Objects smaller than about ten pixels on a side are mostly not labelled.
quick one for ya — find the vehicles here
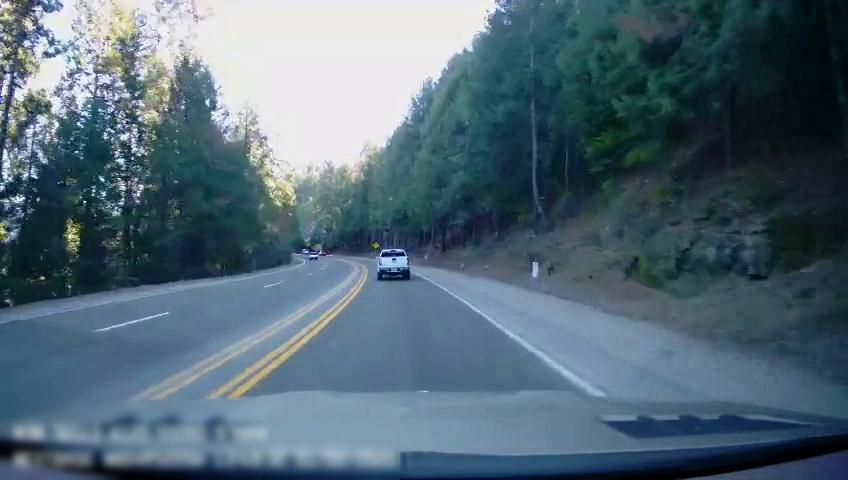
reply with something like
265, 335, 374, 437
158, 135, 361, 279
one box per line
308, 251, 319, 261
375, 247, 411, 281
